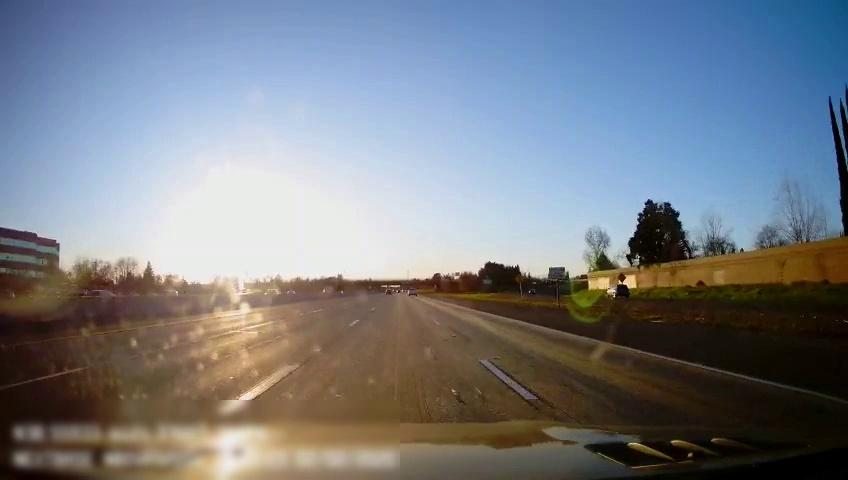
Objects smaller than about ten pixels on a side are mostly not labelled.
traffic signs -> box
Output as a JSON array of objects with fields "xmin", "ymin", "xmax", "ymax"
[
  {"xmin": 514, "ymin": 274, "xmax": 524, "ymax": 285},
  {"xmin": 616, "ymin": 271, "xmax": 627, "ymax": 283}
]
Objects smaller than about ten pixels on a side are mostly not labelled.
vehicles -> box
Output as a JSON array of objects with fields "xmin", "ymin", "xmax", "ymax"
[
  {"xmin": 407, "ymin": 287, "xmax": 418, "ymax": 297},
  {"xmin": 384, "ymin": 288, "xmax": 394, "ymax": 296},
  {"xmin": 78, "ymin": 289, "xmax": 116, "ymax": 297},
  {"xmin": 606, "ymin": 283, "xmax": 629, "ymax": 299},
  {"xmin": 150, "ymin": 289, "xmax": 180, "ymax": 297},
  {"xmin": 263, "ymin": 289, "xmax": 281, "ymax": 296}
]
